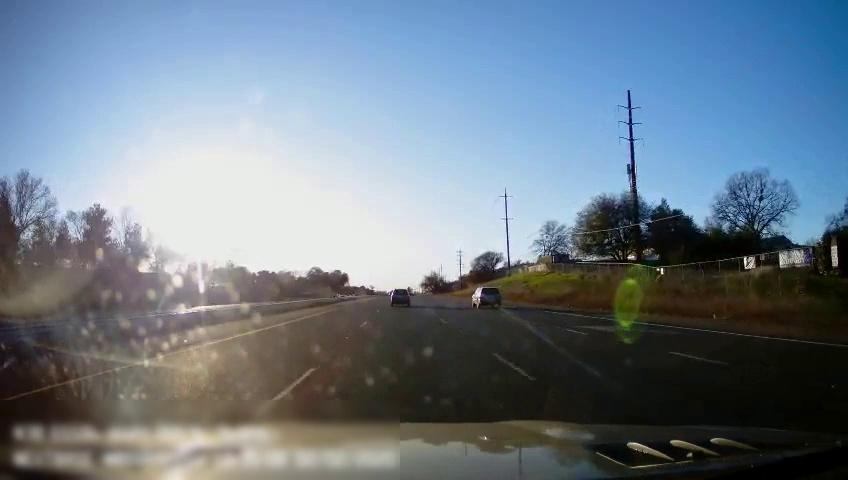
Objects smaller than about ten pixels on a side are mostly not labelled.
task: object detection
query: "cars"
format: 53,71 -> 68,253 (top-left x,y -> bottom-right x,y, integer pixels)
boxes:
390,288 -> 411,308
471,287 -> 502,310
